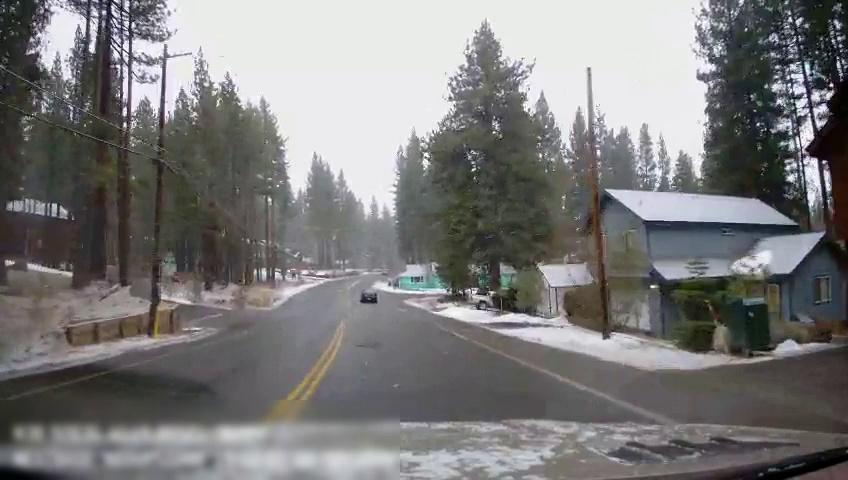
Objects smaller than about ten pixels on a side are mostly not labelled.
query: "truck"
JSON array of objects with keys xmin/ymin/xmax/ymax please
[{"xmin": 467, "ymin": 290, "xmax": 501, "ymax": 311}]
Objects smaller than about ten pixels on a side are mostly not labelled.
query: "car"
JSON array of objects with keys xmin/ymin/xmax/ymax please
[{"xmin": 359, "ymin": 291, "xmax": 378, "ymax": 304}]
